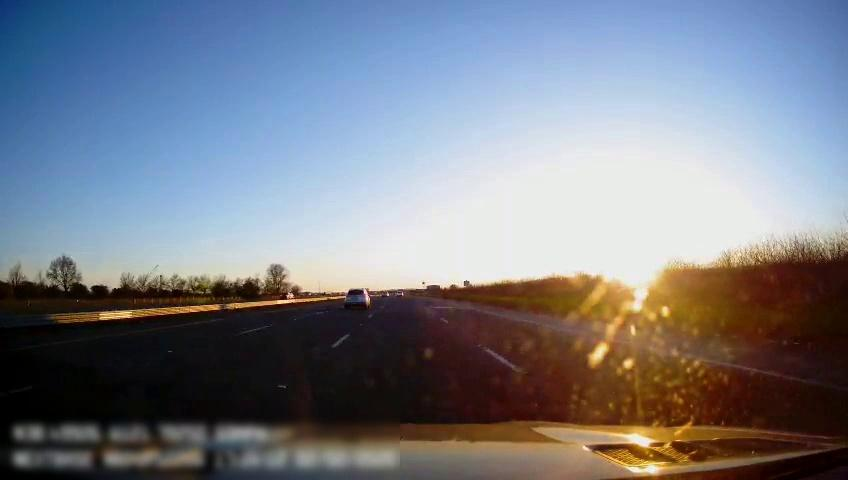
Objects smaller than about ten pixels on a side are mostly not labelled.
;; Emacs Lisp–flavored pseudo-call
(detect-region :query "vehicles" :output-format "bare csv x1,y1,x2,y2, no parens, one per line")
344,288,372,310
278,291,295,301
